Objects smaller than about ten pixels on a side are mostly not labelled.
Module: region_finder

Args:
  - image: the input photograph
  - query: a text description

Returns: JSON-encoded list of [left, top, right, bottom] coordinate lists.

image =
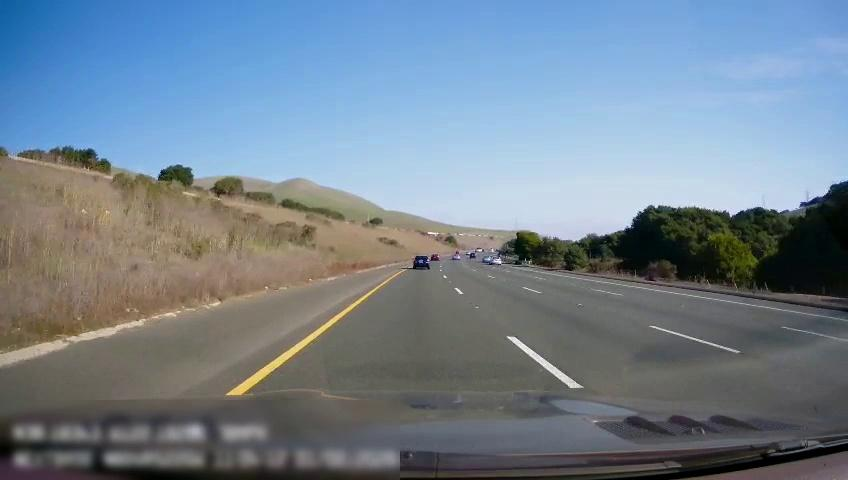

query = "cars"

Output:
[[482, 254, 492, 264], [488, 256, 502, 266], [413, 256, 431, 270]]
